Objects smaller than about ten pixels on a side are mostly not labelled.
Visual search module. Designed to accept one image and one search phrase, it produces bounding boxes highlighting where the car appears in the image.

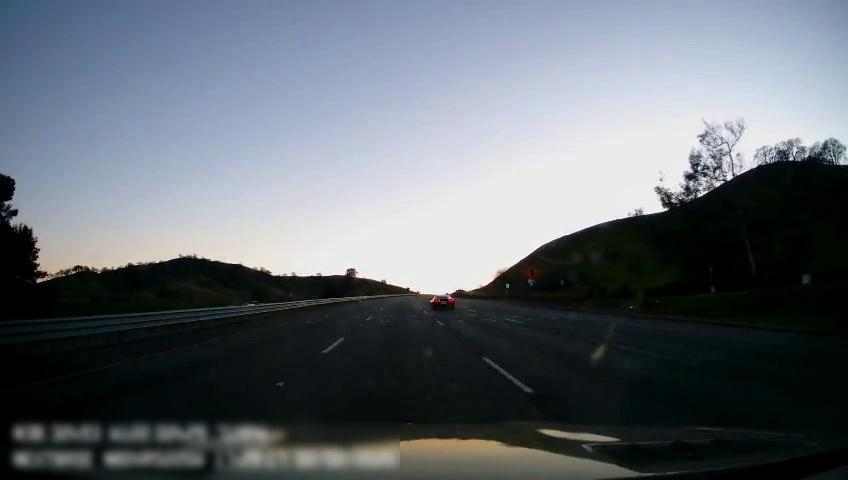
[430,294,456,312]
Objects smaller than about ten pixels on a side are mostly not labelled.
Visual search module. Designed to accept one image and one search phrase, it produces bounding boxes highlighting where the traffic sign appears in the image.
[525,266,540,280]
